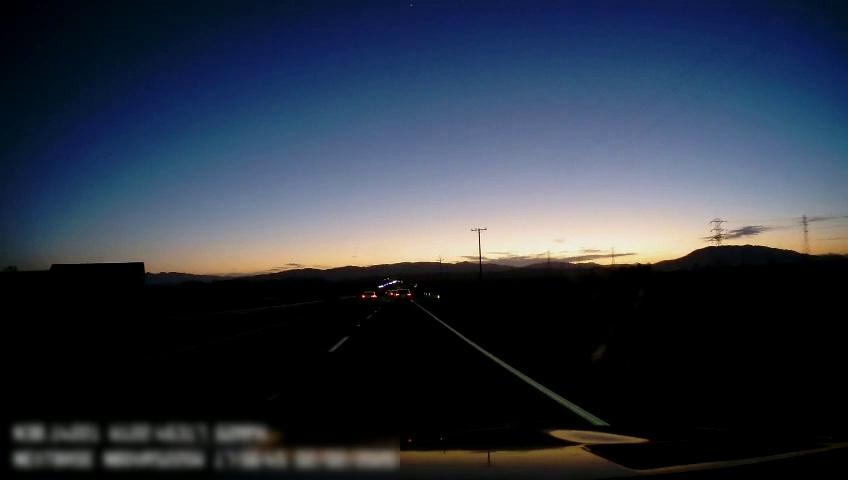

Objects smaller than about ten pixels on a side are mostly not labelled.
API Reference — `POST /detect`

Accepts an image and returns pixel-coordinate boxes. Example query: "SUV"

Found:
[395,288,412,304]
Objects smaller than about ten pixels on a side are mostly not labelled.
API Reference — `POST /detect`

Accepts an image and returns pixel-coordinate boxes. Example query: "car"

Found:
[361,291,378,303]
